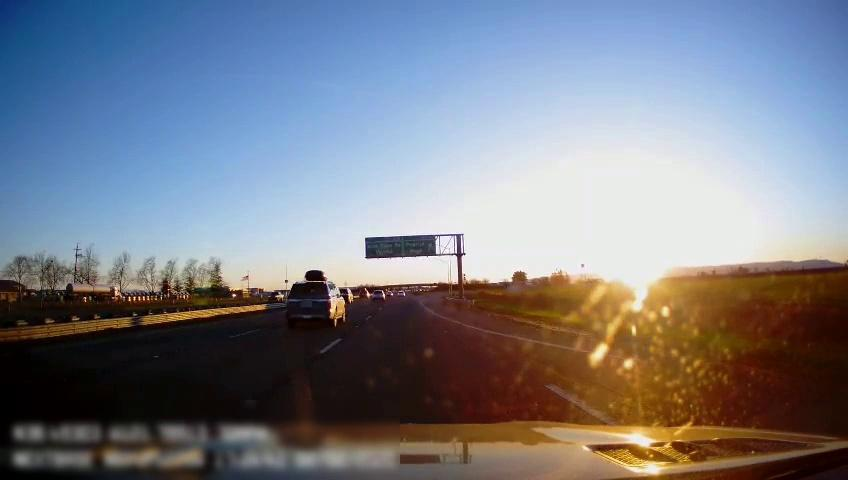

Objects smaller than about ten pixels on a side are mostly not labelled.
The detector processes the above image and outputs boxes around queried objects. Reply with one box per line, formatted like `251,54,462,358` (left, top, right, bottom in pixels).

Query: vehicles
267,291,285,303
358,288,369,300
338,289,354,305
372,289,385,301
284,270,347,330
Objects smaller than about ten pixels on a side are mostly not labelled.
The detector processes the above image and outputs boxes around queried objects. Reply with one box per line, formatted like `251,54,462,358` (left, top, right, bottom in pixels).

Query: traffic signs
364,236,437,258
